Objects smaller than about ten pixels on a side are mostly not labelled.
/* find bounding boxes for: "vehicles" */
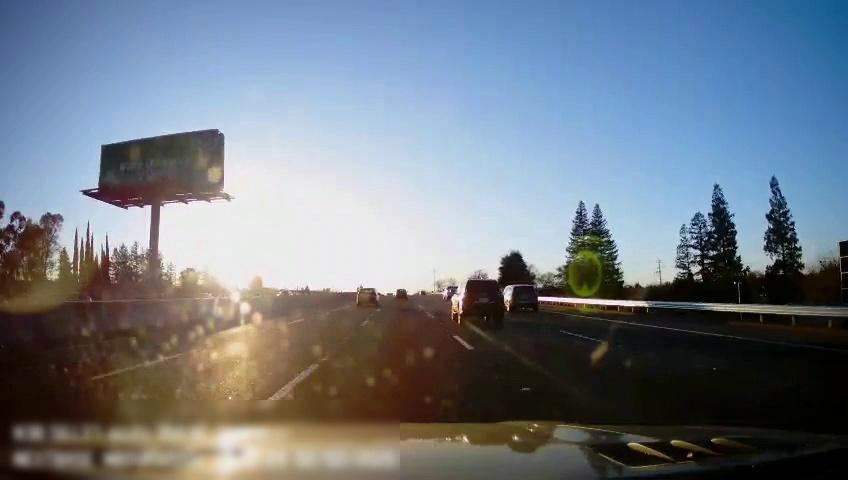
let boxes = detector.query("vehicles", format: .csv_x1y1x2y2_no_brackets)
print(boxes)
393,288,409,301
442,285,460,301
195,292,214,299
499,284,539,313
59,291,92,303
356,287,381,307
450,279,505,326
